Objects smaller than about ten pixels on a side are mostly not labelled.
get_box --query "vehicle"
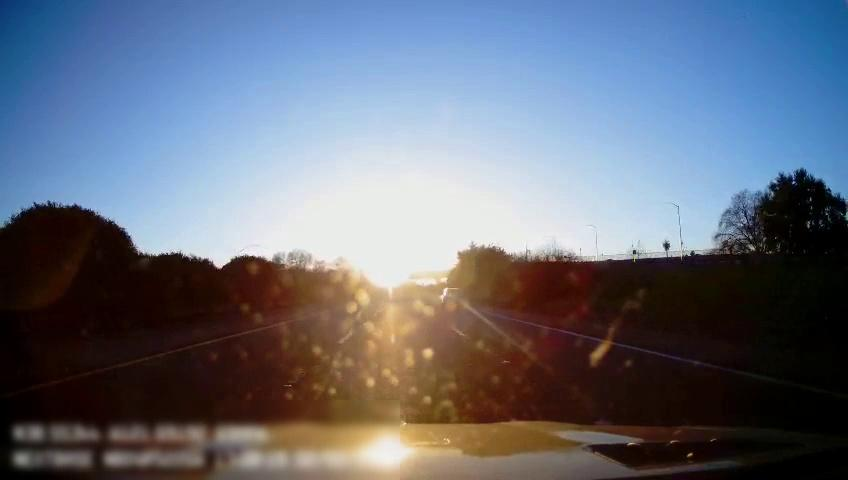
[440,287,472,314]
